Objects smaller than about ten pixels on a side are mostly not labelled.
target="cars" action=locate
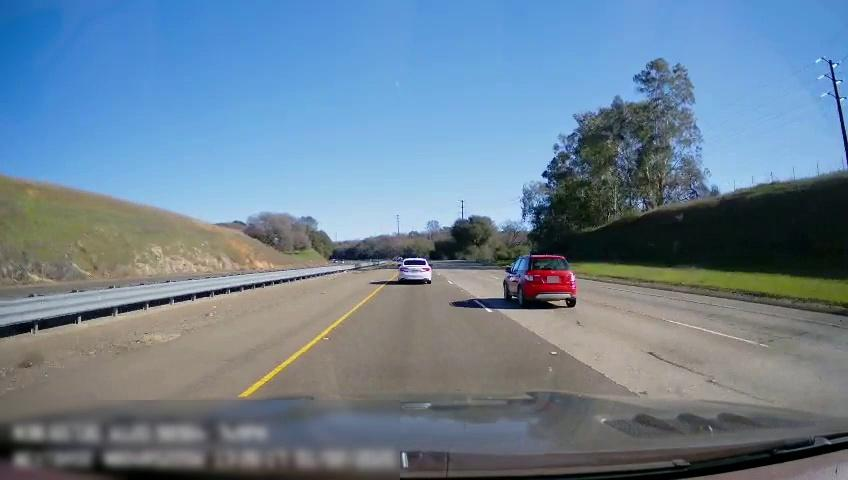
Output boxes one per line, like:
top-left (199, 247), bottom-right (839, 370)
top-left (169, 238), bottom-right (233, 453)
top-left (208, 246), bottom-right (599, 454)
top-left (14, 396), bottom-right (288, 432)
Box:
top-left (397, 258), bottom-right (432, 284)
top-left (503, 254), bottom-right (578, 309)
